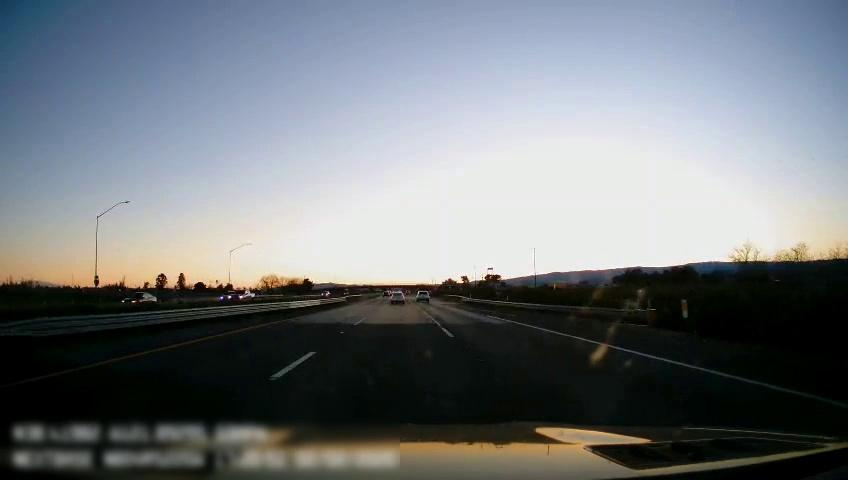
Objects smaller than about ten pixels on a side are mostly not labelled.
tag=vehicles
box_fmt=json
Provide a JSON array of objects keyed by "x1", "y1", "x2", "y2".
[
  {"x1": 389, "y1": 291, "x2": 406, "y2": 305},
  {"x1": 415, "y1": 290, "x2": 431, "y2": 303},
  {"x1": 220, "y1": 289, "x2": 236, "y2": 302},
  {"x1": 321, "y1": 291, "x2": 332, "y2": 297},
  {"x1": 227, "y1": 288, "x2": 257, "y2": 304},
  {"x1": 122, "y1": 292, "x2": 158, "y2": 305}
]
